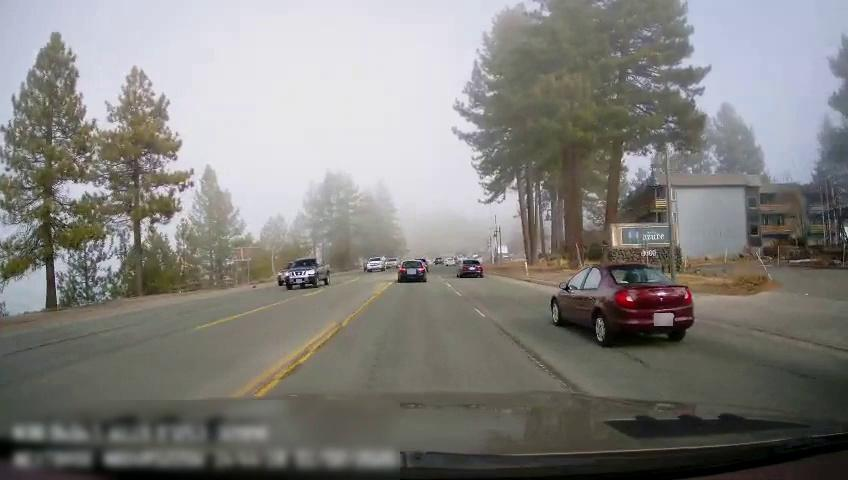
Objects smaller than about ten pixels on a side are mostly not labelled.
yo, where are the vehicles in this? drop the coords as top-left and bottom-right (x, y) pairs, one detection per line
(277, 268), (289, 286)
(445, 257), (457, 266)
(385, 256), (401, 270)
(414, 258), (429, 272)
(551, 264), (695, 346)
(433, 257), (444, 265)
(397, 260), (425, 283)
(284, 258), (330, 289)
(365, 256), (384, 272)
(457, 260), (483, 278)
